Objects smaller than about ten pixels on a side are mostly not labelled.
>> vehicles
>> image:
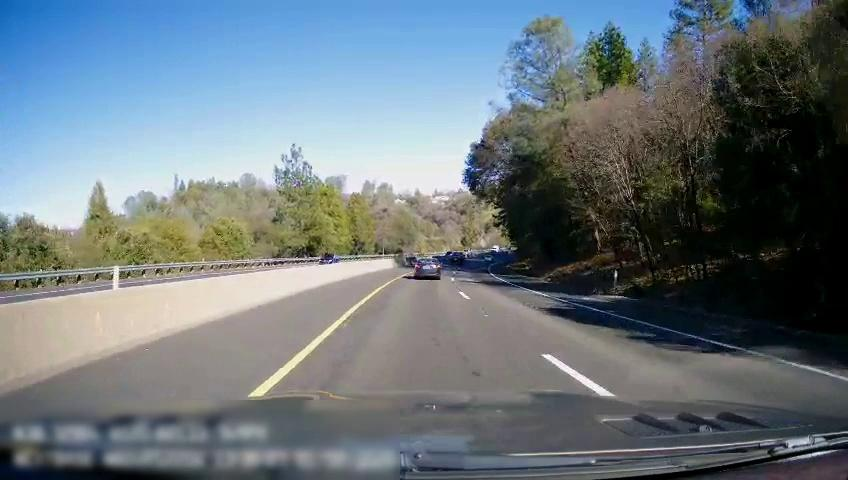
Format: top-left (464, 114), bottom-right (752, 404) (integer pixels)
top-left (319, 252), bottom-right (341, 266)
top-left (413, 256), bottom-right (442, 279)
top-left (447, 252), bottom-right (466, 266)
